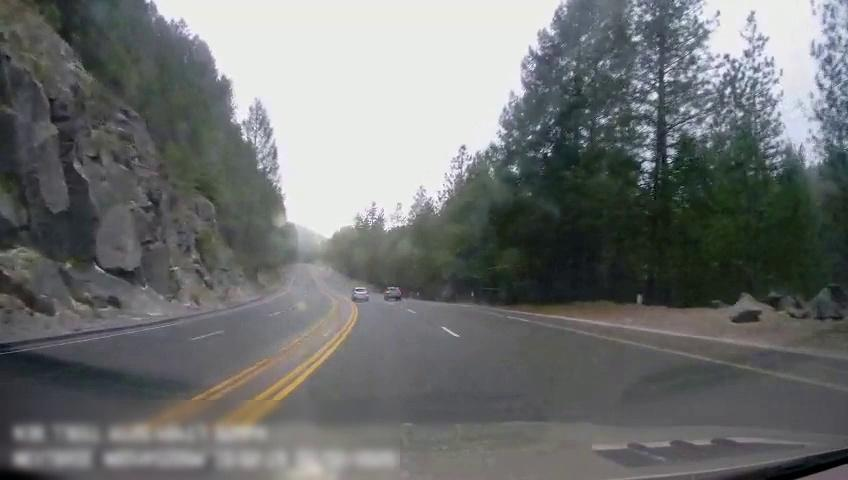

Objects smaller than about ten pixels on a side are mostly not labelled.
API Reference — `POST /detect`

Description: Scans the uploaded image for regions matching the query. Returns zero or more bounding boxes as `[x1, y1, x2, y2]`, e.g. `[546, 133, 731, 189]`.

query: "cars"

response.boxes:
[351, 286, 369, 301]
[384, 286, 401, 300]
